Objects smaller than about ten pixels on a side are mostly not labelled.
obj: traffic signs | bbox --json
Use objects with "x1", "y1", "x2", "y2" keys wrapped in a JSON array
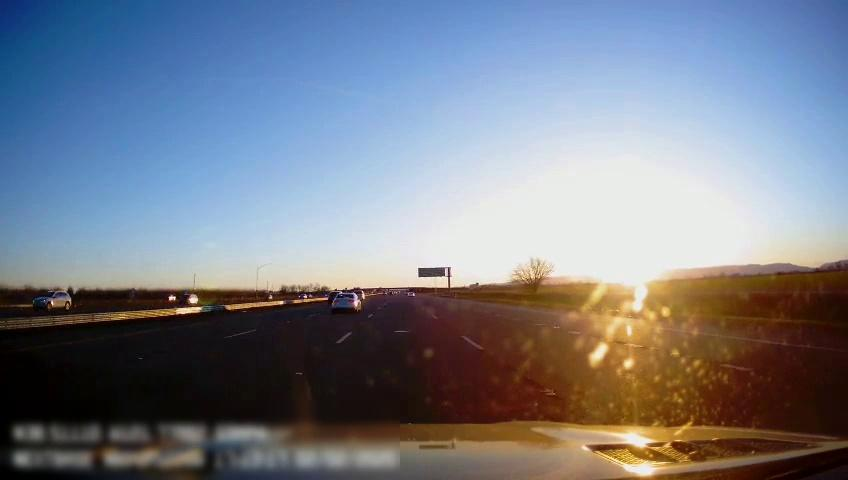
[{"x1": 418, "y1": 267, "x2": 445, "y2": 277}]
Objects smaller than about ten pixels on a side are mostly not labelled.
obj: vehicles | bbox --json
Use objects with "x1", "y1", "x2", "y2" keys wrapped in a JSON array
[
  {"x1": 162, "y1": 294, "x2": 176, "y2": 302},
  {"x1": 298, "y1": 293, "x2": 308, "y2": 300},
  {"x1": 328, "y1": 291, "x2": 344, "y2": 304},
  {"x1": 178, "y1": 294, "x2": 199, "y2": 306},
  {"x1": 353, "y1": 290, "x2": 365, "y2": 300},
  {"x1": 32, "y1": 291, "x2": 72, "y2": 312},
  {"x1": 331, "y1": 292, "x2": 362, "y2": 314}
]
